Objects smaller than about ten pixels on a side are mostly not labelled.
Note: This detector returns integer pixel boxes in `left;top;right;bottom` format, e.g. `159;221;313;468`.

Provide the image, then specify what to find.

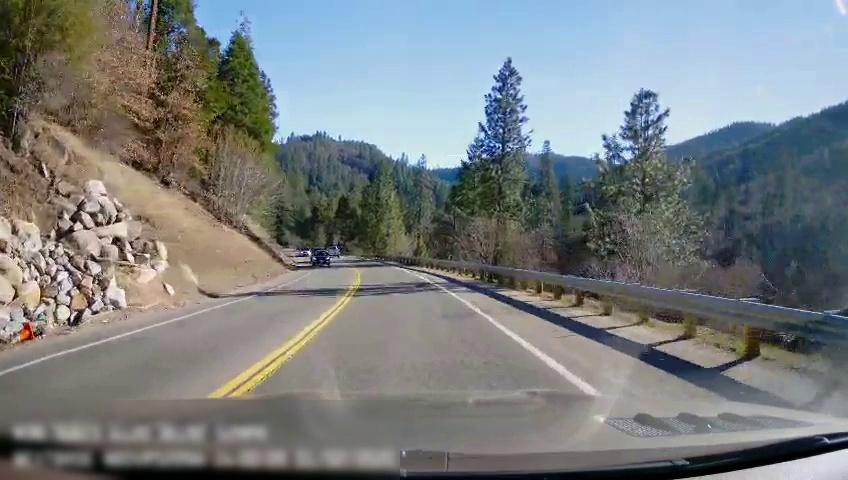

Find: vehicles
300;248;310;257
326;245;339;258
310;249;331;267
295;248;303;257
